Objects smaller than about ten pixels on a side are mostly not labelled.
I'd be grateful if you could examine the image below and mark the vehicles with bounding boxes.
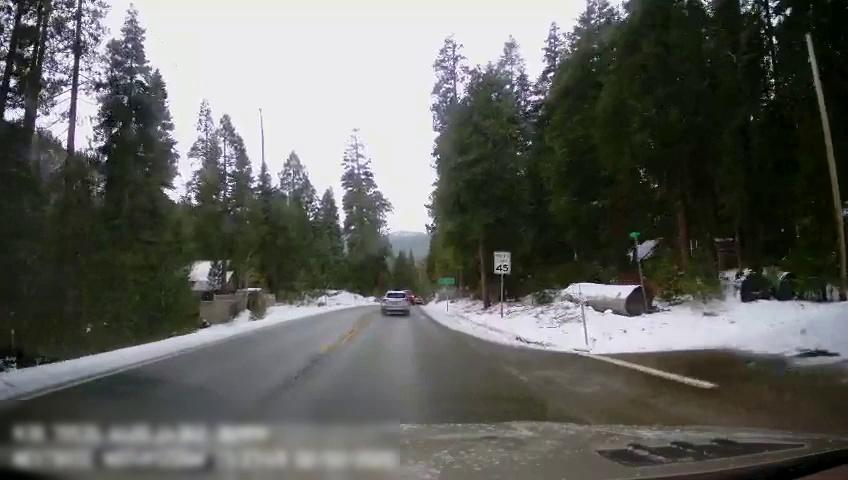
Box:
[398,289,416,306]
[381,290,411,317]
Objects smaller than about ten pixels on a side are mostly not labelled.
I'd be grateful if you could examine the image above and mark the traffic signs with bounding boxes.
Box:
[437,276,456,285]
[492,250,512,275]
